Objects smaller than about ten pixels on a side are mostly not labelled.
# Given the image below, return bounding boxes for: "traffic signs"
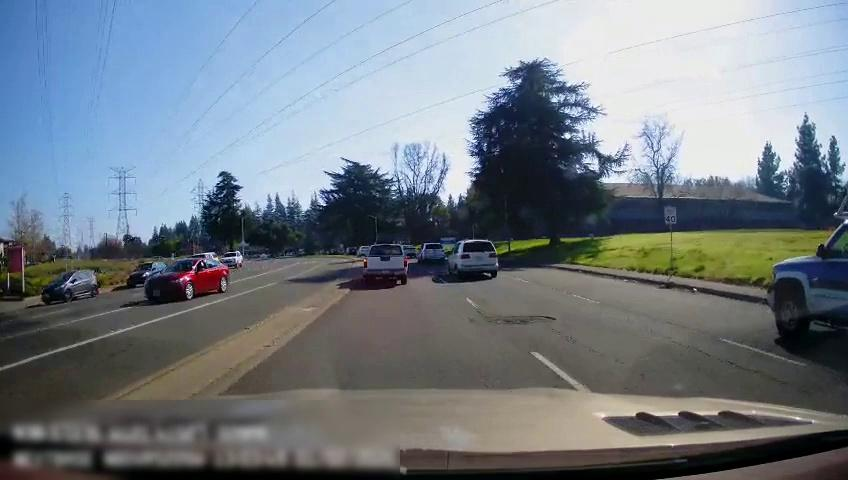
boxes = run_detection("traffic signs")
[662,205,679,226]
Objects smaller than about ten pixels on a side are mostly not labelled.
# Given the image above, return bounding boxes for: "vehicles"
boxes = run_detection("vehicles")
[40,269,99,303]
[126,261,165,289]
[418,241,445,262]
[356,245,370,256]
[444,239,500,280]
[764,209,848,342]
[404,244,420,258]
[220,250,244,269]
[363,243,408,285]
[144,253,231,302]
